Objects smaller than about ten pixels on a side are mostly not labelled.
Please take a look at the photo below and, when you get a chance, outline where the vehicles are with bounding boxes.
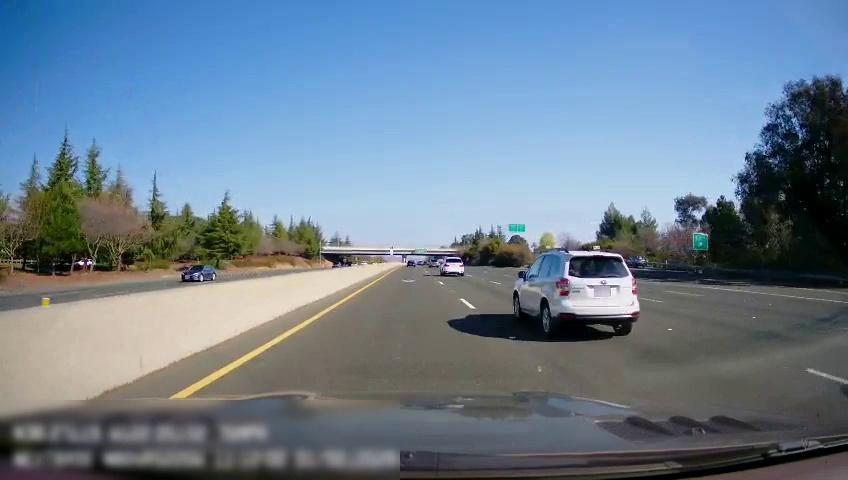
[181,265,217,283]
[625,255,648,268]
[406,259,416,268]
[428,259,440,268]
[512,250,641,337]
[439,257,464,276]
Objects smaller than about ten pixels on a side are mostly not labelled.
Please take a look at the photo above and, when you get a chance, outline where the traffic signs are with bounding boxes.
[592,245,601,256]
[692,232,709,251]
